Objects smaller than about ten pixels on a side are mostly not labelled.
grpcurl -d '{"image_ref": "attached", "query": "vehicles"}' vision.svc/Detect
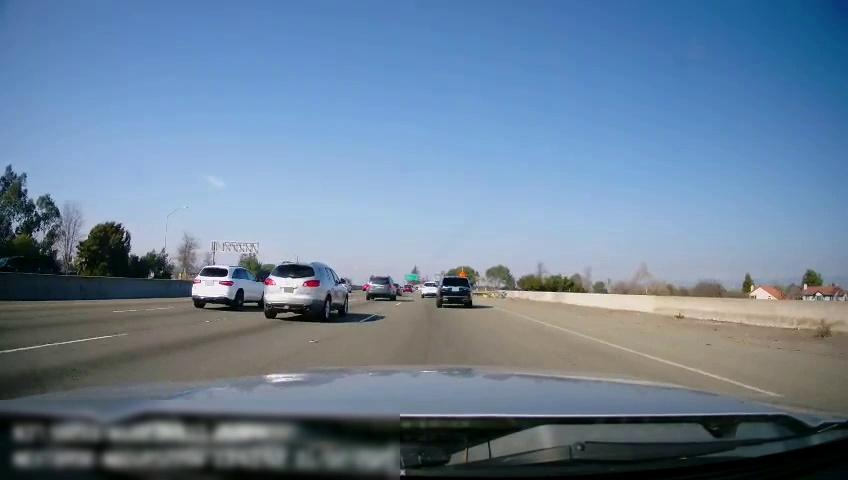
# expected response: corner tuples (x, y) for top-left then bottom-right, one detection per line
(365, 275), (396, 301)
(329, 279), (352, 293)
(191, 264), (275, 312)
(262, 260), (350, 323)
(388, 283), (403, 298)
(436, 277), (472, 308)
(420, 281), (439, 299)
(0, 256), (37, 273)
